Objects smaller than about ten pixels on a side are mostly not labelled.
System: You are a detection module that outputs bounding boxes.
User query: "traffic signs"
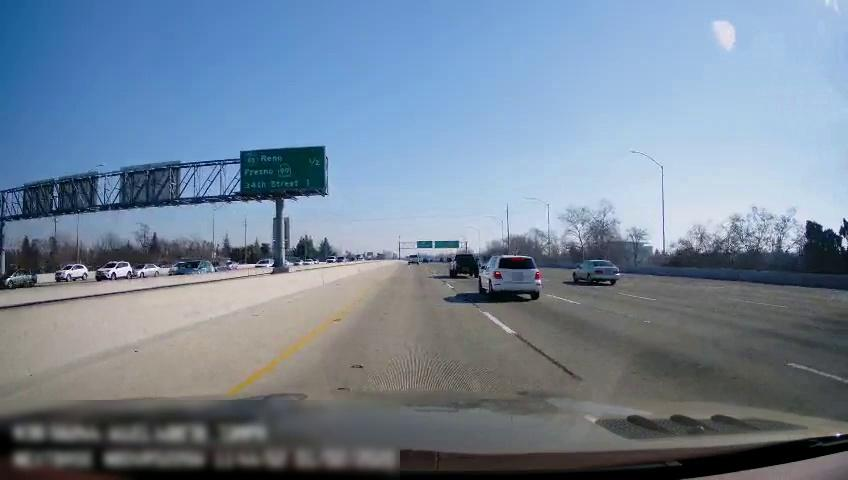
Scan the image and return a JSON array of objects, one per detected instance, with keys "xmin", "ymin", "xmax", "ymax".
[
  {"xmin": 22, "ymin": 177, "xmax": 55, "ymax": 215},
  {"xmin": 118, "ymin": 159, "xmax": 182, "ymax": 206},
  {"xmin": 434, "ymin": 240, "xmax": 460, "ymax": 249},
  {"xmin": 416, "ymin": 240, "xmax": 433, "ymax": 249},
  {"xmin": 239, "ymin": 145, "xmax": 327, "ymax": 197},
  {"xmin": 272, "ymin": 216, "xmax": 290, "ymax": 241},
  {"xmin": 57, "ymin": 170, "xmax": 100, "ymax": 213}
]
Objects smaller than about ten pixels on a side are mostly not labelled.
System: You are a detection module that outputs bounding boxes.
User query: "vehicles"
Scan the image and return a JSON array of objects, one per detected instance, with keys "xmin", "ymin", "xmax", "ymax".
[
  {"xmin": 167, "ymin": 261, "xmax": 185, "ymax": 277},
  {"xmin": 450, "ymin": 253, "xmax": 479, "ymax": 279},
  {"xmin": 406, "ymin": 254, "xmax": 420, "ymax": 266},
  {"xmin": 208, "ymin": 257, "xmax": 230, "ymax": 272},
  {"xmin": 94, "ymin": 260, "xmax": 134, "ymax": 283},
  {"xmin": 477, "ymin": 255, "xmax": 544, "ymax": 301},
  {"xmin": 0, "ymin": 268, "xmax": 38, "ymax": 290},
  {"xmin": 175, "ymin": 259, "xmax": 217, "ymax": 276},
  {"xmin": 303, "ymin": 258, "xmax": 315, "ymax": 265},
  {"xmin": 254, "ymin": 258, "xmax": 275, "ymax": 269},
  {"xmin": 325, "ymin": 255, "xmax": 338, "ymax": 264},
  {"xmin": 571, "ymin": 259, "xmax": 621, "ymax": 285},
  {"xmin": 225, "ymin": 258, "xmax": 239, "ymax": 270},
  {"xmin": 54, "ymin": 263, "xmax": 90, "ymax": 283},
  {"xmin": 293, "ymin": 259, "xmax": 305, "ymax": 266},
  {"xmin": 334, "ymin": 256, "xmax": 348, "ymax": 263},
  {"xmin": 131, "ymin": 263, "xmax": 160, "ymax": 279}
]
